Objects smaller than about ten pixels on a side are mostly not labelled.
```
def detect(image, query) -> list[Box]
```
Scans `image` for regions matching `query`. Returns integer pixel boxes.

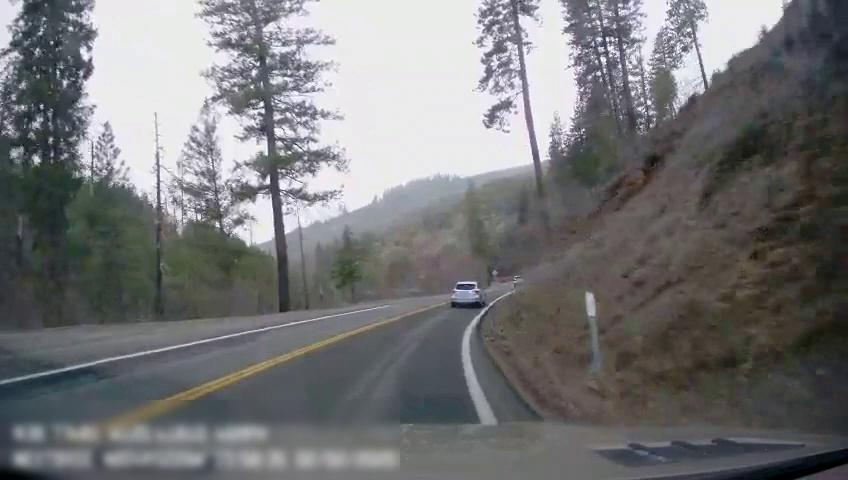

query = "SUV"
[450,281,487,308]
